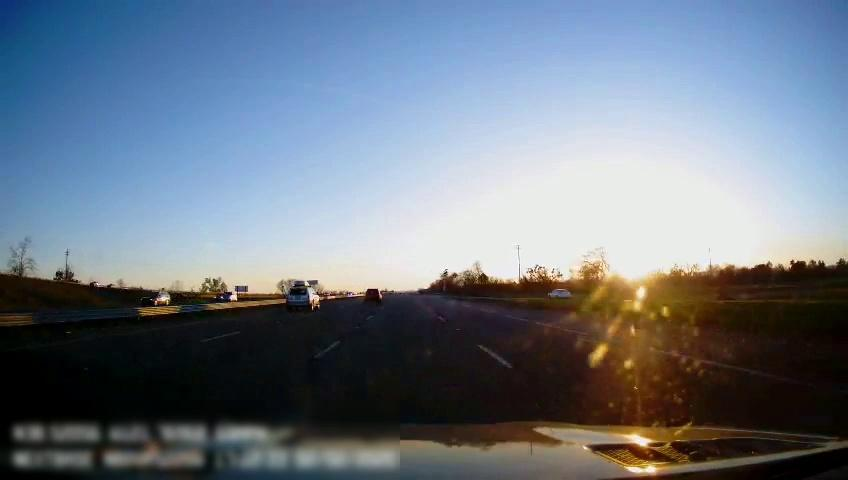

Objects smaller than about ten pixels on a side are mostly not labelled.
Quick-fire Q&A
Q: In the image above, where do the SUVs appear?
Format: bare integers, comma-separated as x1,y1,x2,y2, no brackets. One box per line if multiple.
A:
364,288,383,303
219,291,238,303
140,290,171,307
286,280,321,311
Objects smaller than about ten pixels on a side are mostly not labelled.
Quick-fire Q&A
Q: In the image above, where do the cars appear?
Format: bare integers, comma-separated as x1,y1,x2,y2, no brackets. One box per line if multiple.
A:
547,289,571,300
